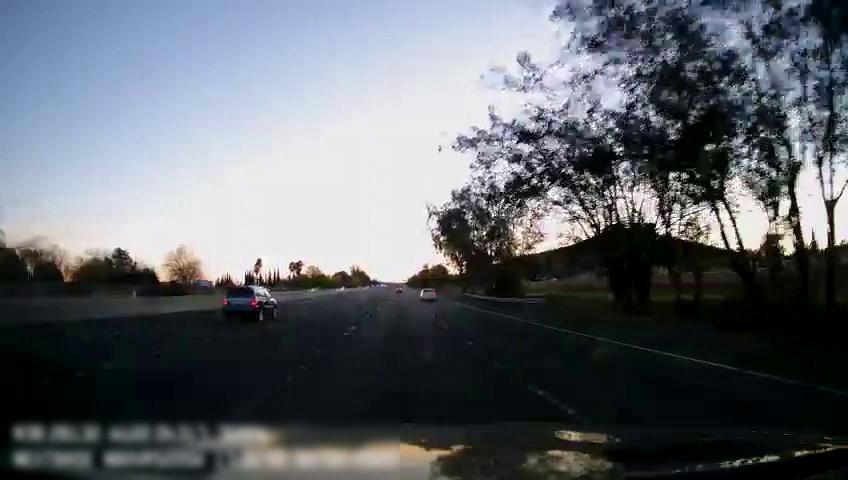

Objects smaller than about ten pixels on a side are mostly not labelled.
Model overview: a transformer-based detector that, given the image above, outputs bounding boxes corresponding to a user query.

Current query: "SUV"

[222,284,280,322]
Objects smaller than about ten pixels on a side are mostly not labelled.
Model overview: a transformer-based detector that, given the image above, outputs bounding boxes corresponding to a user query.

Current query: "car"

[420,288,436,301]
